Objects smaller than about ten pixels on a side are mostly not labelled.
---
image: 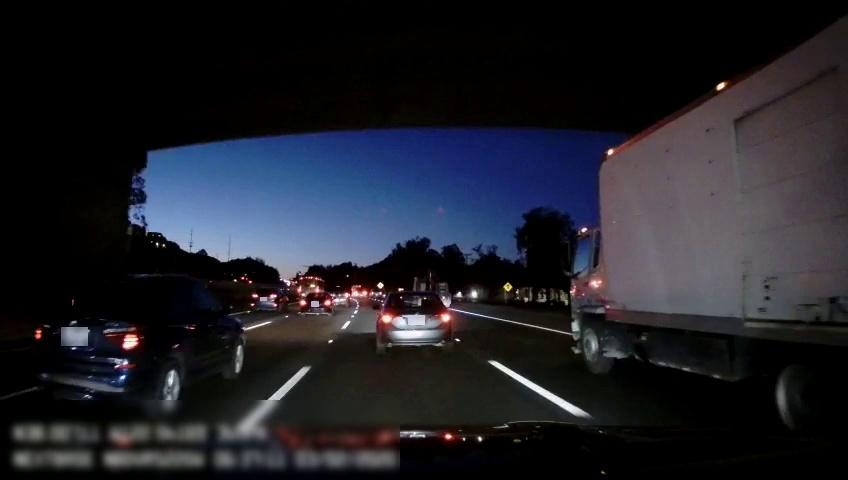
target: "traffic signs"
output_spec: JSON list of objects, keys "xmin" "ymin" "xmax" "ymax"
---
[{"xmin": 502, "ymin": 282, "xmax": 513, "ymax": 293}]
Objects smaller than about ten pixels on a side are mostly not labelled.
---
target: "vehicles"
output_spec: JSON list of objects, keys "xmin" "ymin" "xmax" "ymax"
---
[
  {"xmin": 372, "ymin": 292, "xmax": 453, "ymax": 355},
  {"xmin": 248, "ymin": 287, "xmax": 288, "ymax": 314},
  {"xmin": 332, "ymin": 293, "xmax": 350, "ymax": 309},
  {"xmin": 298, "ymin": 291, "xmax": 336, "ymax": 315},
  {"xmin": 562, "ymin": 14, "xmax": 848, "ymax": 437},
  {"xmin": 412, "ymin": 278, "xmax": 449, "ymax": 308},
  {"xmin": 31, "ymin": 272, "xmax": 247, "ymax": 423},
  {"xmin": 296, "ymin": 276, "xmax": 327, "ymax": 301}
]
